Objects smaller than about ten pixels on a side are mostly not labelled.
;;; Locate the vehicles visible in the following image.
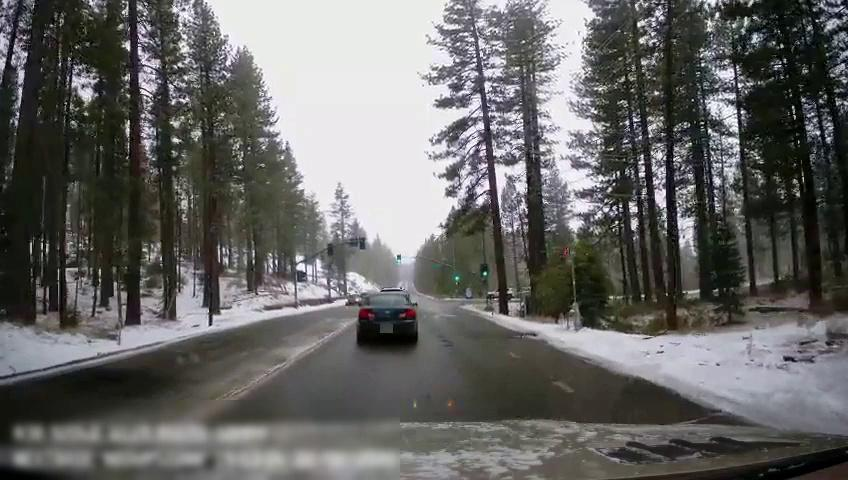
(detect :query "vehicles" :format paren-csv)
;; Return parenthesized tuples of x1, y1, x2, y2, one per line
(487, 287, 513, 300)
(356, 292, 420, 346)
(344, 294, 364, 307)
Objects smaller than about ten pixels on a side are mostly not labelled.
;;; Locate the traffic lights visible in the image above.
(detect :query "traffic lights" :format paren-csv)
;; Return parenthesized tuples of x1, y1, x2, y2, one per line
(480, 264, 489, 281)
(297, 271, 307, 283)
(327, 242, 334, 257)
(359, 237, 366, 250)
